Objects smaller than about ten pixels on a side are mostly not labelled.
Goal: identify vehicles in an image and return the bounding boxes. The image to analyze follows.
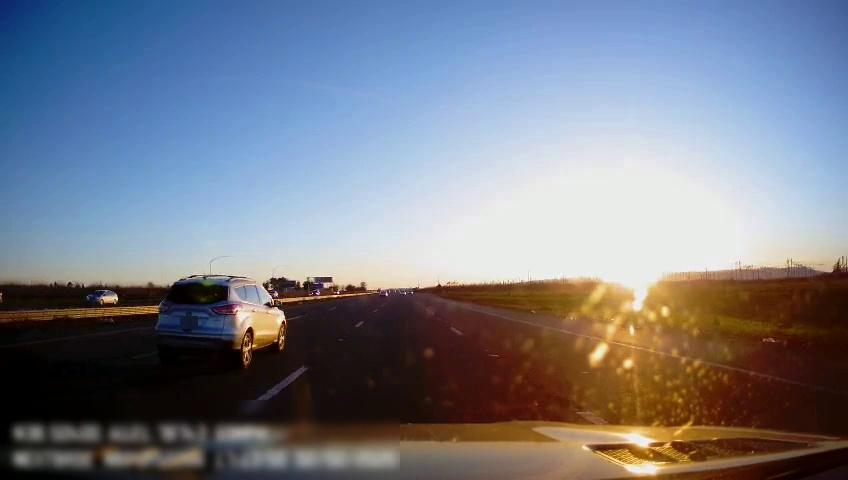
[86,289,119,307]
[308,290,320,297]
[154,274,288,369]
[268,291,279,300]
